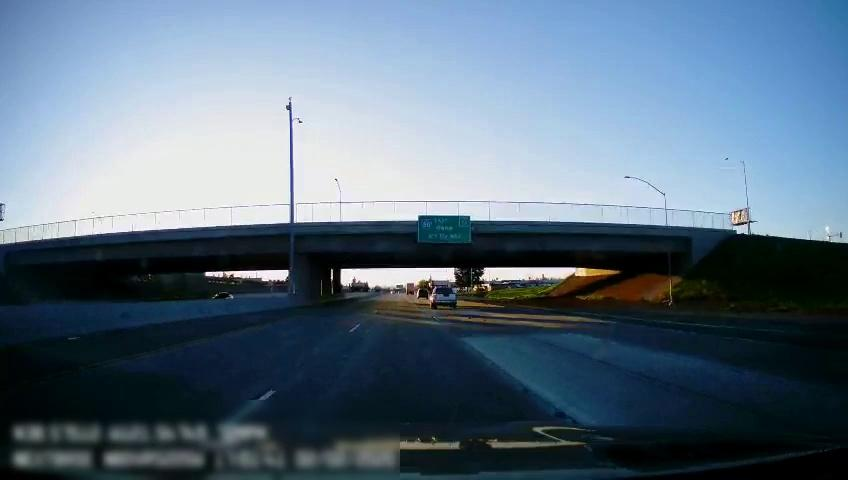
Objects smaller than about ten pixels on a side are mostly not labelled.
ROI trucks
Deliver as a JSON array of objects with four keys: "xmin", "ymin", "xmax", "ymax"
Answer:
[{"xmin": 406, "ymin": 283, "xmax": 414, "ymax": 296}]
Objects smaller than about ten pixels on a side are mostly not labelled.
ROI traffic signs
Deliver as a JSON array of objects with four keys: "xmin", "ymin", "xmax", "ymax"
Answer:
[{"xmin": 418, "ymin": 214, "xmax": 472, "ymax": 243}]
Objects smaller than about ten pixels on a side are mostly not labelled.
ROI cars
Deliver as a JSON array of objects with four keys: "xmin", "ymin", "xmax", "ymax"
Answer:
[
  {"xmin": 416, "ymin": 289, "xmax": 429, "ymax": 300},
  {"xmin": 211, "ymin": 291, "xmax": 233, "ymax": 300}
]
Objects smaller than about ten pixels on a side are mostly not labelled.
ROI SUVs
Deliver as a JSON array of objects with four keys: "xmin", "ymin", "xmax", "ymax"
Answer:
[{"xmin": 429, "ymin": 286, "xmax": 457, "ymax": 310}]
